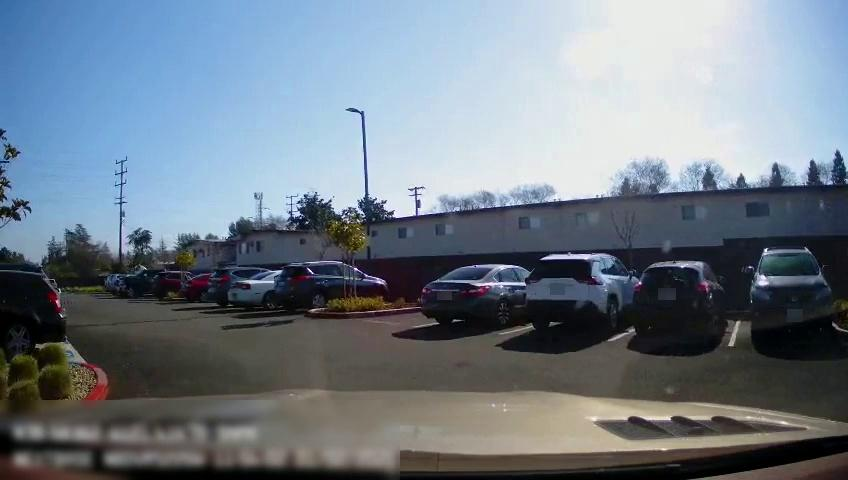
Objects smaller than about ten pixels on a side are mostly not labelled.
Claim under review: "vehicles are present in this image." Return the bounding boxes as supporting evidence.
[422,264,532,328]
[108,274,137,294]
[208,266,272,306]
[229,270,282,308]
[631,260,734,335]
[177,272,213,301]
[523,253,640,333]
[745,247,835,344]
[151,271,197,298]
[117,268,165,298]
[0,269,69,360]
[103,274,114,293]
[274,261,389,312]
